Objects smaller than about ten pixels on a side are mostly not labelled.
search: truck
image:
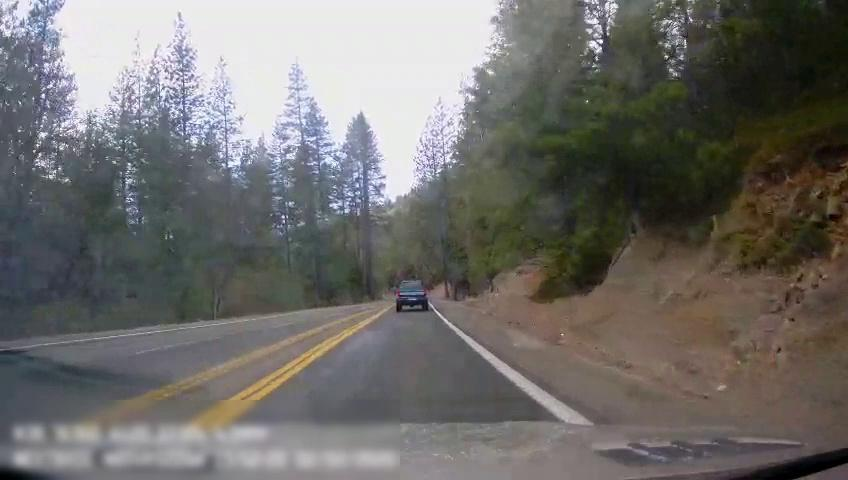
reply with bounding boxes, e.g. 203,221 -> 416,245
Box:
395,280 -> 428,312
